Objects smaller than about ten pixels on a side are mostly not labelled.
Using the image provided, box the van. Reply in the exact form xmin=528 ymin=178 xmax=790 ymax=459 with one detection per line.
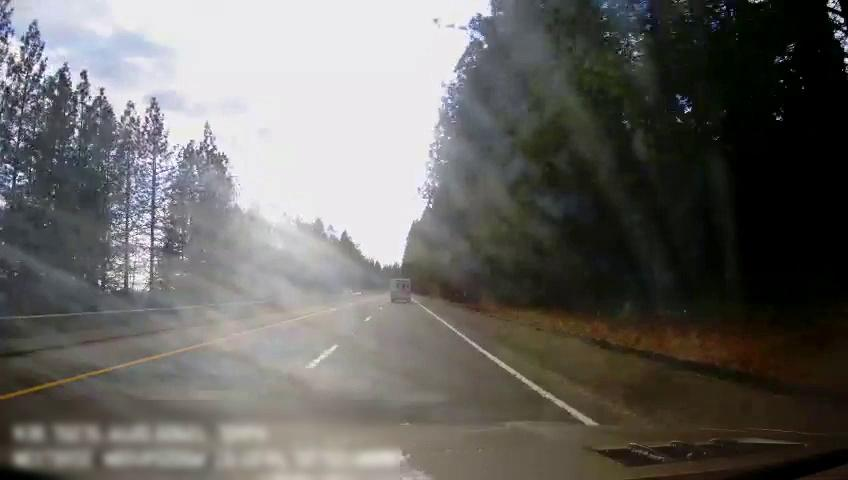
xmin=391 ymin=278 xmax=412 ymax=303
